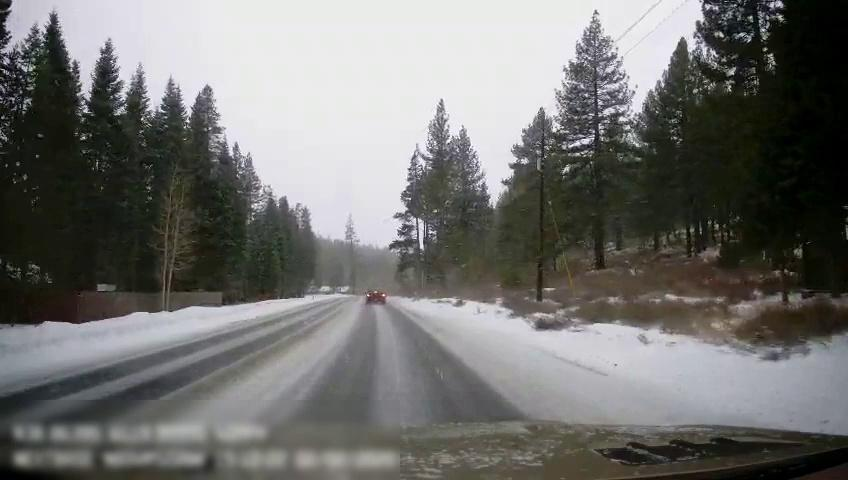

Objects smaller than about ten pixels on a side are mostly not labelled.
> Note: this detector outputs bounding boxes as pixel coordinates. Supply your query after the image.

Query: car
[365,286,386,305]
